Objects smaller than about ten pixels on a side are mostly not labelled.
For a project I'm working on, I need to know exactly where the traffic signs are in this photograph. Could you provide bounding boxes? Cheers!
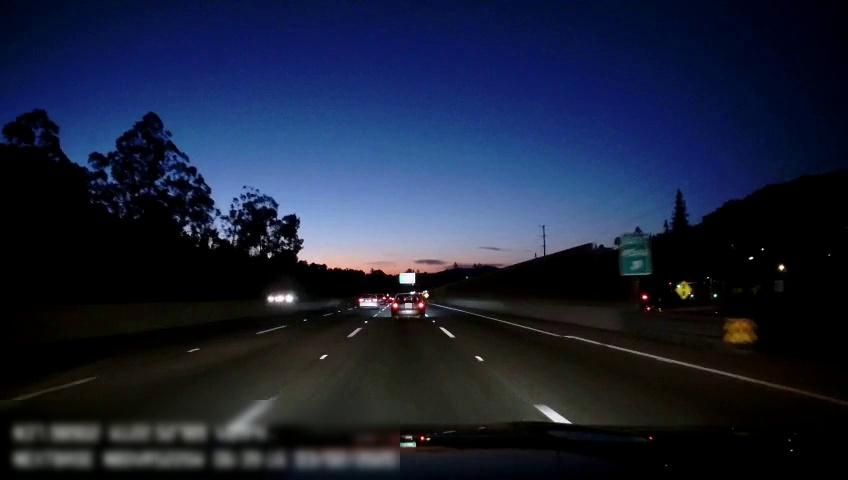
[724,319,759,345]
[620,232,653,276]
[774,280,785,292]
[674,280,692,300]
[399,273,416,284]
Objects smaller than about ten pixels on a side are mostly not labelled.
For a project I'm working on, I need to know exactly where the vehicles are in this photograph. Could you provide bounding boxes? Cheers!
[359,294,380,311]
[276,292,299,305]
[376,294,387,305]
[391,293,425,321]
